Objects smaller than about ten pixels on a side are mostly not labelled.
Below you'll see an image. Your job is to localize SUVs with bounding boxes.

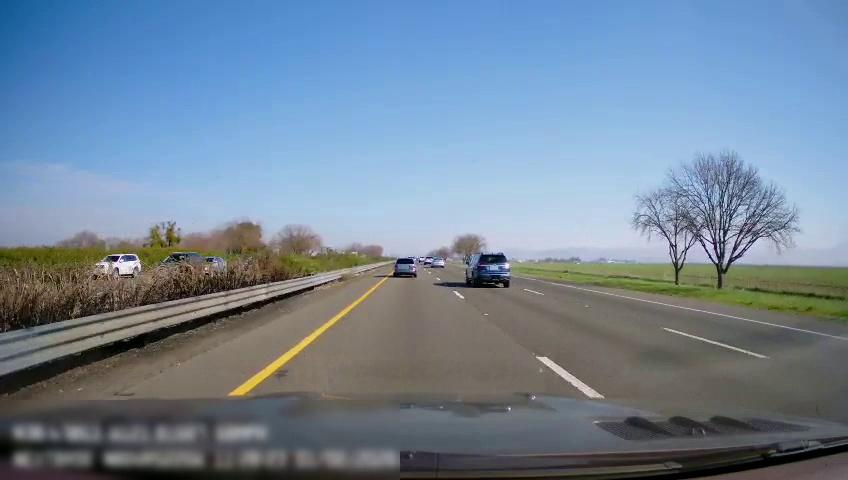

[93,252,141,281]
[465,253,512,288]
[156,251,204,273]
[391,256,418,278]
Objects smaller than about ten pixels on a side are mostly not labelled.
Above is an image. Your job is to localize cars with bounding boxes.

[200,255,225,276]
[424,256,434,265]
[428,258,445,270]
